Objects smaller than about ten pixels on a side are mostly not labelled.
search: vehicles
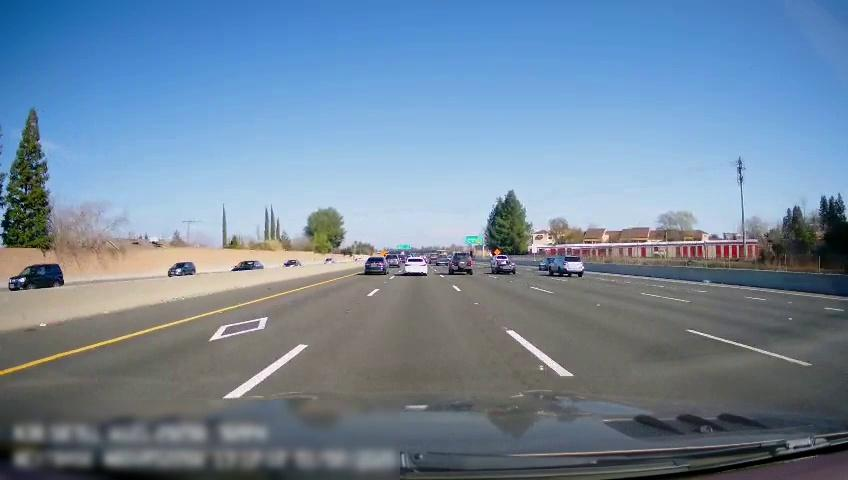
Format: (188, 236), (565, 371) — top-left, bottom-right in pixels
(435, 254), (449, 267)
(6, 263), (65, 293)
(364, 255), (390, 276)
(538, 256), (557, 272)
(281, 258), (302, 269)
(167, 260), (197, 277)
(490, 260), (516, 275)
(231, 259), (266, 272)
(322, 257), (336, 265)
(384, 254), (400, 269)
(447, 251), (474, 276)
(402, 256), (428, 277)
(547, 255), (585, 278)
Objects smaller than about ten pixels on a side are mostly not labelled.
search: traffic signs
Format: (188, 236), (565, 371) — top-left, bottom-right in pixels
(464, 235), (480, 246)
(400, 243), (412, 250)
